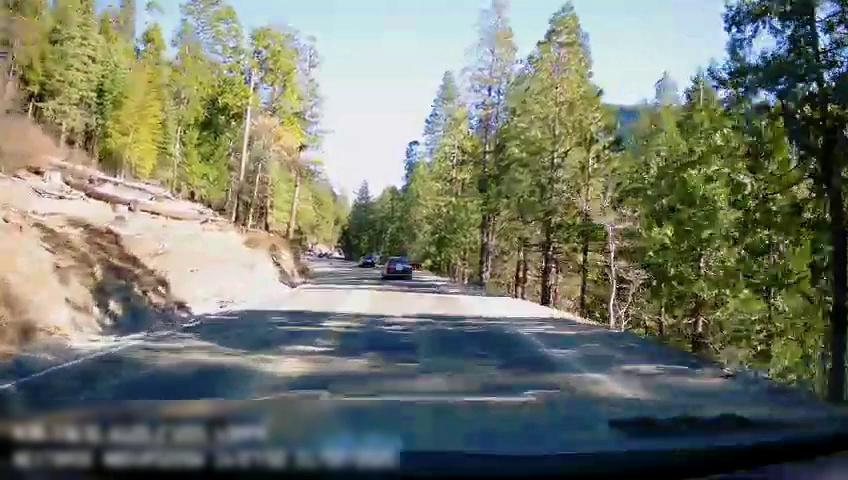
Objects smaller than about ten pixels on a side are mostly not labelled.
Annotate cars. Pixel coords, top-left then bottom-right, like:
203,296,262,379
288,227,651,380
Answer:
356,255,376,268
382,255,413,281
